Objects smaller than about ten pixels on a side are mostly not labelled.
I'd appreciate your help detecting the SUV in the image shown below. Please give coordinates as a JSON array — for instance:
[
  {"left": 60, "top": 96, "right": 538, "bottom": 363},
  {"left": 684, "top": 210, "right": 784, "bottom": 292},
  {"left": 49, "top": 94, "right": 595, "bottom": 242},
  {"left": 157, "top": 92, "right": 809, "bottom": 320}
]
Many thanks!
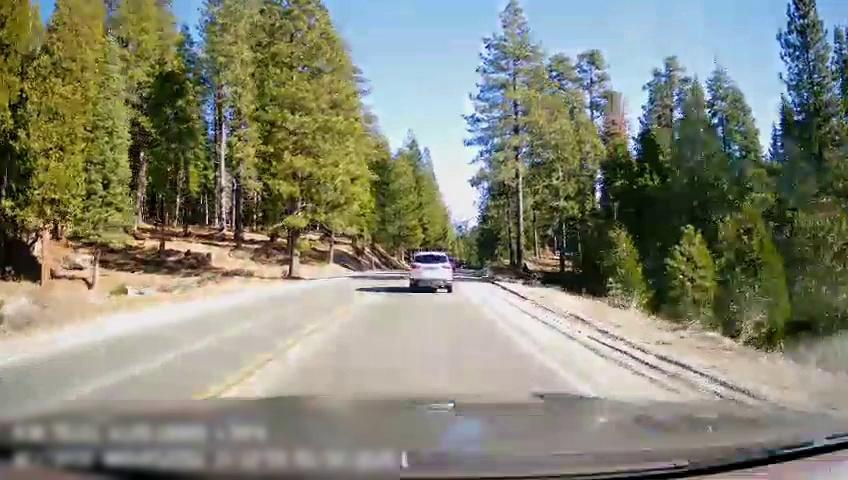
[{"left": 407, "top": 250, "right": 453, "bottom": 294}]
